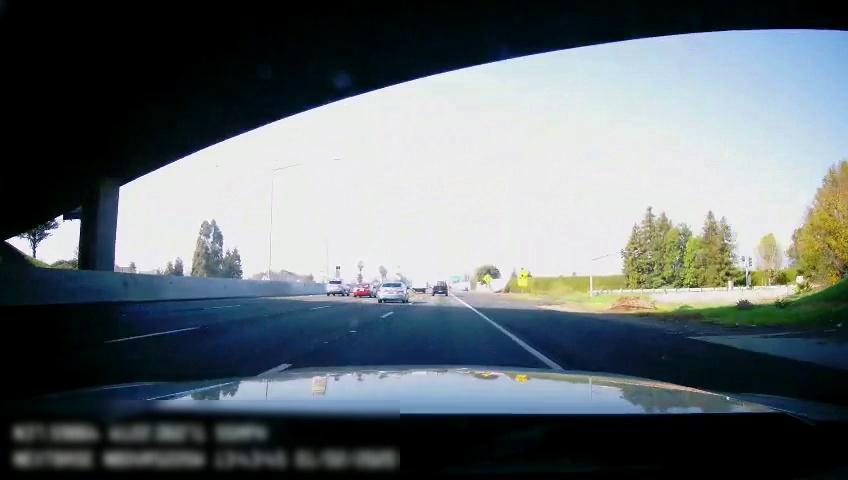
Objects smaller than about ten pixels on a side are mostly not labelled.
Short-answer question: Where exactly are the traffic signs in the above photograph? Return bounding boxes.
[336,266,340,279]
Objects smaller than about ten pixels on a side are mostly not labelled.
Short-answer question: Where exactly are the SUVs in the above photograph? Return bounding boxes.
[326,280,350,297]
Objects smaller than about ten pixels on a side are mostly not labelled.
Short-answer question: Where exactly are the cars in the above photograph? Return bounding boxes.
[378,281,411,304]
[352,282,378,298]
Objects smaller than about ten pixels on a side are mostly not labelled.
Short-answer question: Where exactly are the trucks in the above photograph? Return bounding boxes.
[432,281,448,296]
[411,271,428,293]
